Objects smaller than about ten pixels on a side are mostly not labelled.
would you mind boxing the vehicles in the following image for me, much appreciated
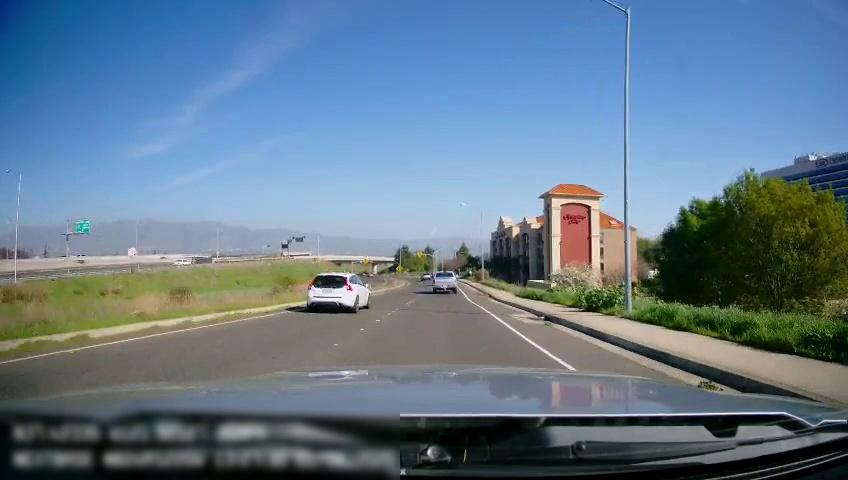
[305,272,371,314]
[420,271,432,281]
[174,259,192,267]
[430,270,459,294]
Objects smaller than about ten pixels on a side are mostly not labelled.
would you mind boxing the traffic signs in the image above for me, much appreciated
[75,221,91,234]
